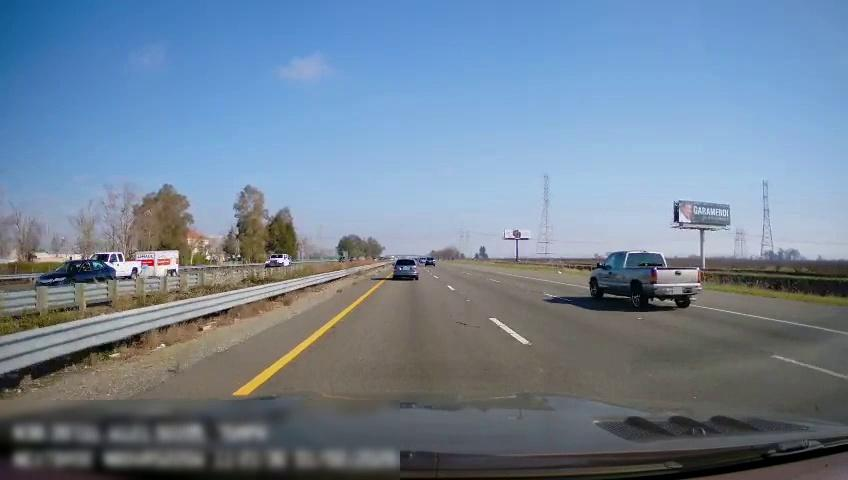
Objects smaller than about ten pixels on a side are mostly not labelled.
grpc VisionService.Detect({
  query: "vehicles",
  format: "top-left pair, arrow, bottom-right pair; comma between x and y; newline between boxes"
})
589,250 -> 703,311
88,250 -> 179,280
424,257 -> 436,267
392,259 -> 419,281
34,258 -> 117,288
264,253 -> 292,269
